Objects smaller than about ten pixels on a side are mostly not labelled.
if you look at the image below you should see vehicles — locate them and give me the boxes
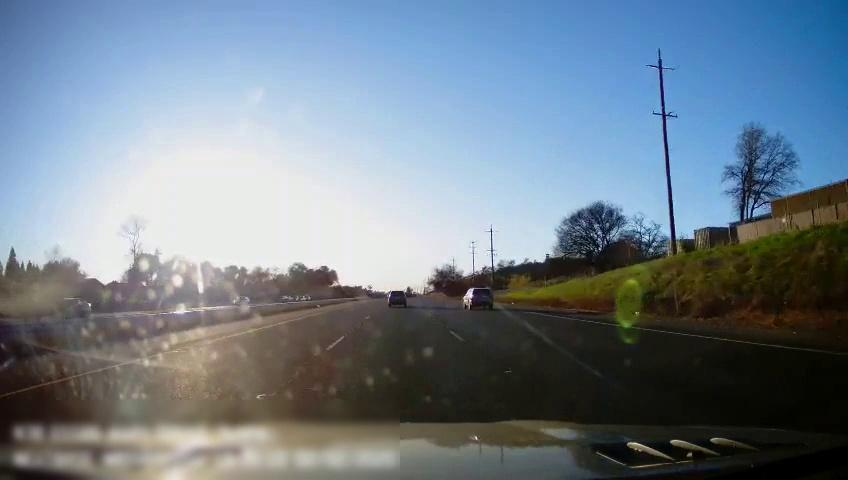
[51,297,92,319]
[232,295,251,305]
[462,287,493,311]
[387,290,407,308]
